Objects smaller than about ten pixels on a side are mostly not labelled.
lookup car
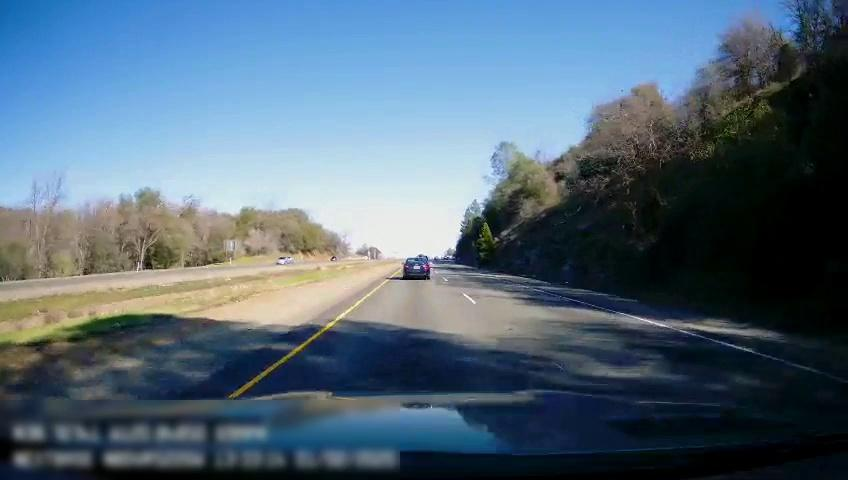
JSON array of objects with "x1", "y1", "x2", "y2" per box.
[{"x1": 402, "y1": 256, "x2": 430, "y2": 280}]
